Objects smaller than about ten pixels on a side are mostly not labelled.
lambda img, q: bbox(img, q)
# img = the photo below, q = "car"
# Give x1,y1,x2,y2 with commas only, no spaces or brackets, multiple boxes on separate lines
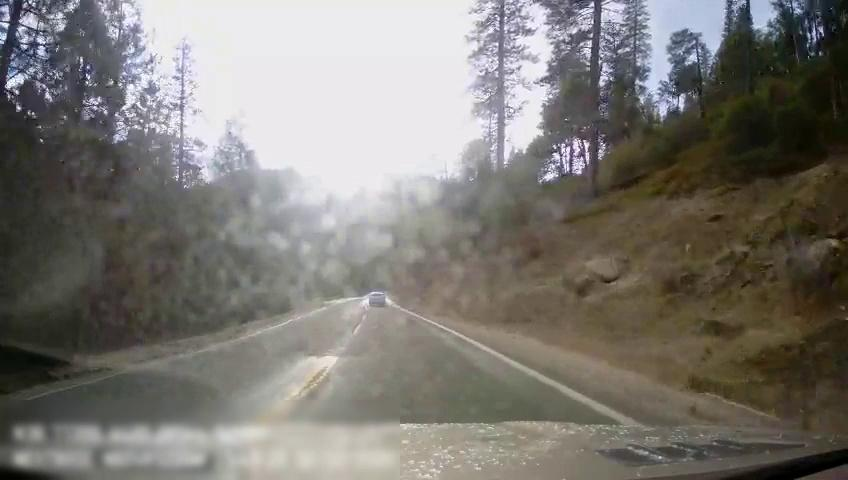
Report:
368,291,386,306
